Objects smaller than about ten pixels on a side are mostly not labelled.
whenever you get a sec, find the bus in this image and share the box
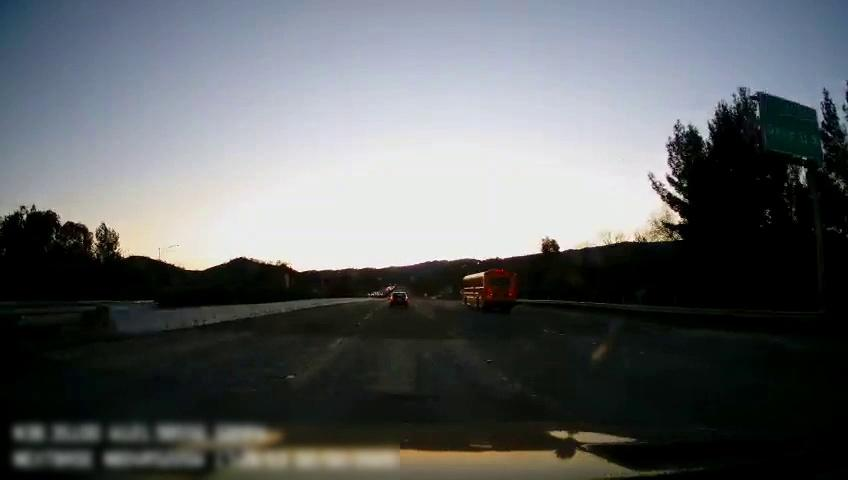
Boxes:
[461,269,517,313]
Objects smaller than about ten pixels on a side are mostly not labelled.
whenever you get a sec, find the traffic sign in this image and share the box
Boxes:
[760,90,823,161]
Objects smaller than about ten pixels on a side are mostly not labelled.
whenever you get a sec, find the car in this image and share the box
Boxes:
[389,292,409,309]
